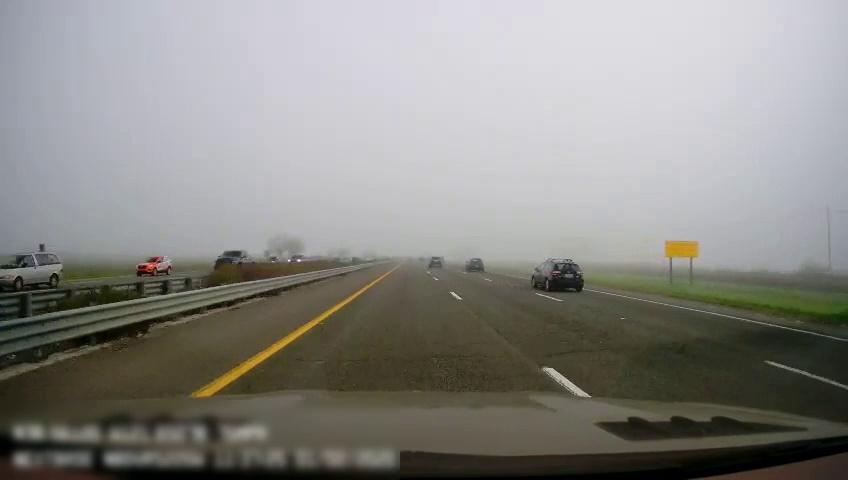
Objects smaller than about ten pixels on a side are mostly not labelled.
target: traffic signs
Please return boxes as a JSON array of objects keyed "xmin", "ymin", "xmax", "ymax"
[{"xmin": 664, "ymin": 240, "xmax": 700, "ymax": 258}]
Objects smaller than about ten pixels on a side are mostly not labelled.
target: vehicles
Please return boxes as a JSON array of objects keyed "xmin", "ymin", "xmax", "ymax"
[
  {"xmin": 0, "ymin": 252, "xmax": 64, "ymax": 293},
  {"xmin": 215, "ymin": 250, "xmax": 257, "ymax": 268},
  {"xmin": 287, "ymin": 255, "xmax": 309, "ymax": 265},
  {"xmin": 530, "ymin": 257, "xmax": 585, "ymax": 294},
  {"xmin": 464, "ymin": 258, "xmax": 484, "ymax": 273},
  {"xmin": 428, "ymin": 256, "xmax": 443, "ymax": 269},
  {"xmin": 135, "ymin": 255, "xmax": 173, "ymax": 278}
]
